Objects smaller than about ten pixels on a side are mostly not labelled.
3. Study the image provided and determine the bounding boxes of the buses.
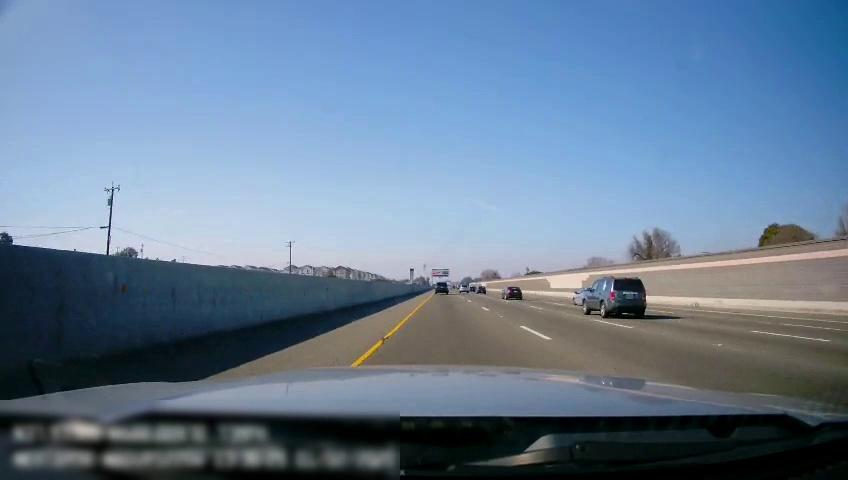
[458,283,470,293]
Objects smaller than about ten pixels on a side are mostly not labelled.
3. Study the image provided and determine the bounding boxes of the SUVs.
[582,277,647,319]
[434,281,448,295]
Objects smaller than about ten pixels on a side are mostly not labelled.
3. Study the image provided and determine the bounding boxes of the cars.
[476,285,487,295]
[573,287,584,307]
[501,286,523,300]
